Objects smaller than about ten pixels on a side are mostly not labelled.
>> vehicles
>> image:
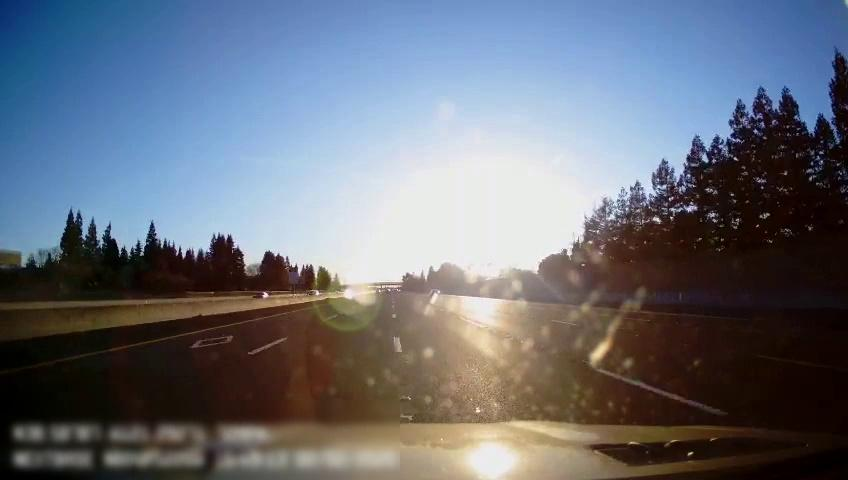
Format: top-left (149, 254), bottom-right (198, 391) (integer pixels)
top-left (307, 290), bottom-right (321, 297)
top-left (428, 288), bottom-right (441, 298)
top-left (252, 291), bottom-right (269, 300)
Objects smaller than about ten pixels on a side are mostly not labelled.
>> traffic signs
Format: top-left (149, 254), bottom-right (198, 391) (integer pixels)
top-left (289, 267), bottom-right (299, 284)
